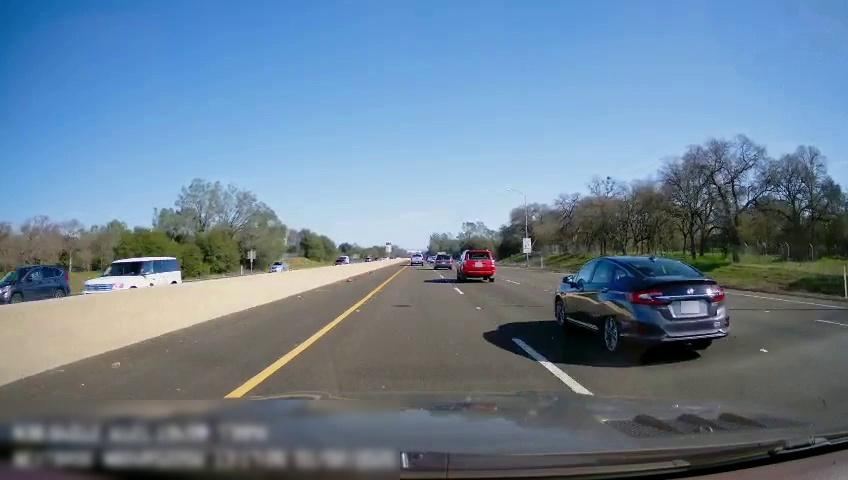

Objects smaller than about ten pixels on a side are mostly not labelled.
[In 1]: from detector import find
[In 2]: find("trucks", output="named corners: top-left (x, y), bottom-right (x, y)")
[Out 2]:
top-left (410, 254), bottom-right (423, 266)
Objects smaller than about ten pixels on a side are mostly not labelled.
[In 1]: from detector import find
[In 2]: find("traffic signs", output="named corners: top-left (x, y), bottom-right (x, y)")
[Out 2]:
top-left (522, 238), bottom-right (532, 254)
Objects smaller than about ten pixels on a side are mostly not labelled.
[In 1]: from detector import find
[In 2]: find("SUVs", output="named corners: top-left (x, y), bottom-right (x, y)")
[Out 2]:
top-left (269, 260), bottom-right (289, 273)
top-left (457, 250), bottom-right (496, 283)
top-left (81, 256), bottom-right (182, 296)
top-left (434, 255), bottom-right (454, 270)
top-left (0, 264), bottom-right (72, 306)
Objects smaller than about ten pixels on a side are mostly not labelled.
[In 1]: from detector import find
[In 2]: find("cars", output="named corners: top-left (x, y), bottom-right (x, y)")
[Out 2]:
top-left (553, 256), bottom-right (730, 356)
